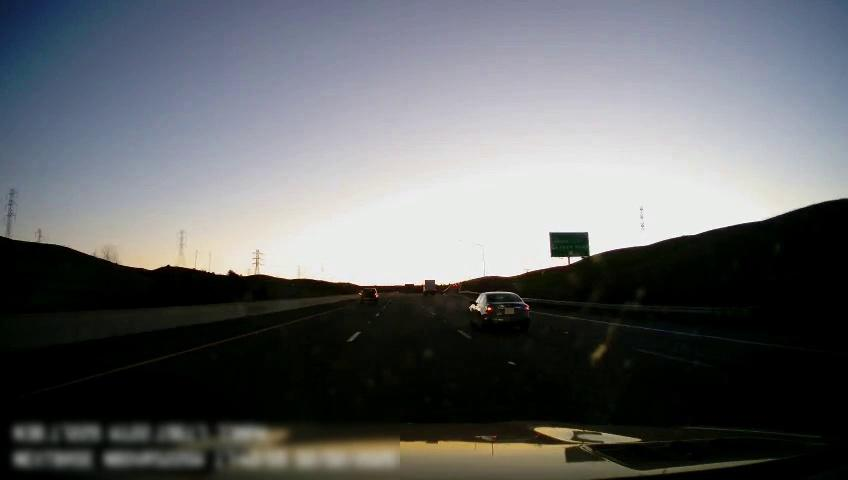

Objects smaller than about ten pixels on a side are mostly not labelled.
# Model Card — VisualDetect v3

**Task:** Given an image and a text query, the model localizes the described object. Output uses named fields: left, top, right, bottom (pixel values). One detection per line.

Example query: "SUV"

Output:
left=360, top=288, right=379, bottom=304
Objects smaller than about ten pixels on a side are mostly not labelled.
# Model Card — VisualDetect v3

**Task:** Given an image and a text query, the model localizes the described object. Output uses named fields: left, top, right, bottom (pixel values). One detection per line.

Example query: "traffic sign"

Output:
left=551, top=232, right=589, bottom=257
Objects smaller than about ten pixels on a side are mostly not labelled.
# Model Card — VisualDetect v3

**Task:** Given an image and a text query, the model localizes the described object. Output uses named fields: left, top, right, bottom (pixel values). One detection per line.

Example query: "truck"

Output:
left=423, top=280, right=435, bottom=296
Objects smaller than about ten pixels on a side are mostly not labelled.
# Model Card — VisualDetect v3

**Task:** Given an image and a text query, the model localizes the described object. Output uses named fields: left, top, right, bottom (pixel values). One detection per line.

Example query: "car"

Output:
left=468, top=292, right=530, bottom=331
